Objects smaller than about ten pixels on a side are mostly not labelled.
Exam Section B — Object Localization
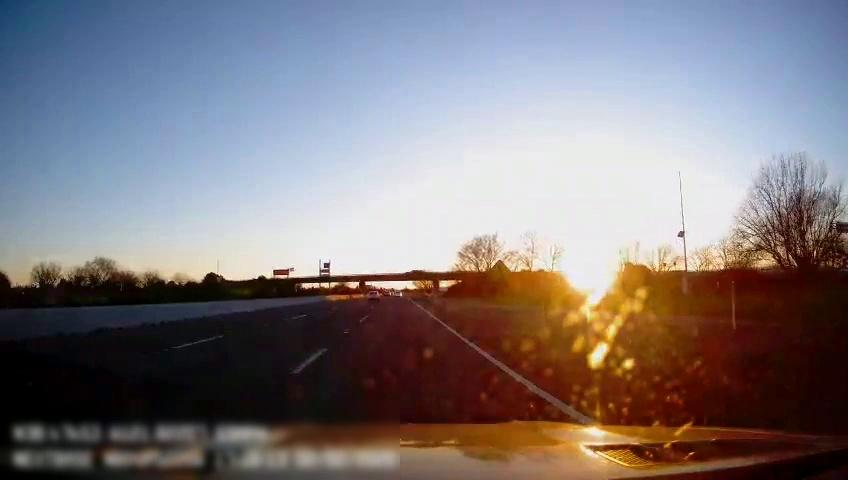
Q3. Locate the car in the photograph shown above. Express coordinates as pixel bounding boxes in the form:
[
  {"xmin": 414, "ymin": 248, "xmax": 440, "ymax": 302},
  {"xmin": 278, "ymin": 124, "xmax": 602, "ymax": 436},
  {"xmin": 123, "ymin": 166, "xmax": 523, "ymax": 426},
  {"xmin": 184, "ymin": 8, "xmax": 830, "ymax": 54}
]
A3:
[{"xmin": 366, "ymin": 290, "xmax": 380, "ymax": 302}]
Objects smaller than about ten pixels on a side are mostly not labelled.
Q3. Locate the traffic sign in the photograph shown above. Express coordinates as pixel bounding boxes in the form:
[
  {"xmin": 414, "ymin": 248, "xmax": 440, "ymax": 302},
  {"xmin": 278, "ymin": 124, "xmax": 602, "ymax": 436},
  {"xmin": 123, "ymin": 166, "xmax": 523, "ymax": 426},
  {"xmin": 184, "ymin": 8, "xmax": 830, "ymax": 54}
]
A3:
[{"xmin": 490, "ymin": 259, "xmax": 511, "ymax": 283}]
